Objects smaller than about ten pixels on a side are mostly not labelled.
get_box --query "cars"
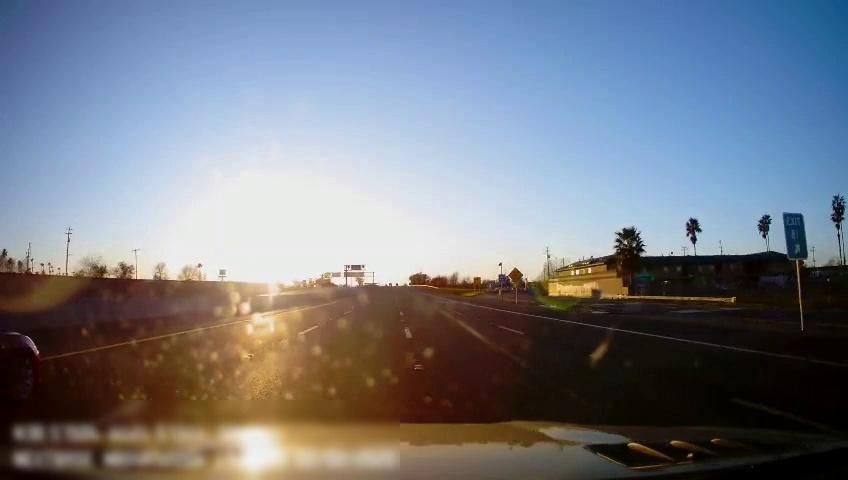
[0,328,42,408]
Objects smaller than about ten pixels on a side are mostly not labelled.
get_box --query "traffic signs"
[509,267,523,283]
[782,211,808,261]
